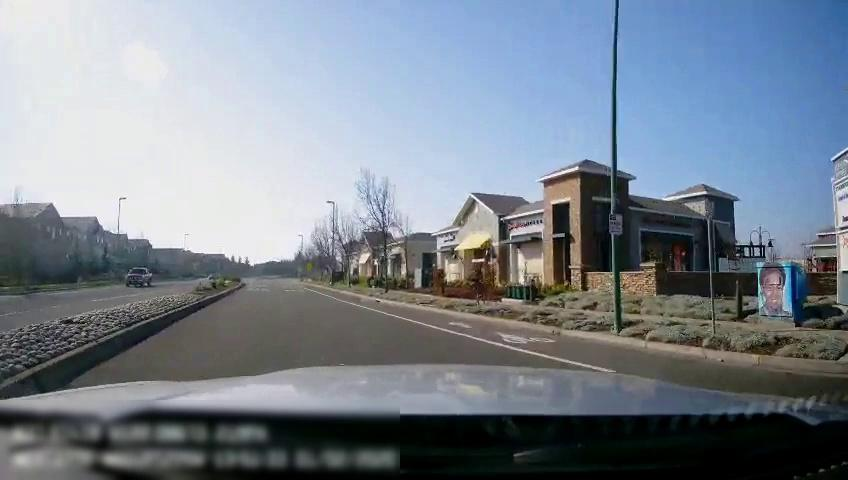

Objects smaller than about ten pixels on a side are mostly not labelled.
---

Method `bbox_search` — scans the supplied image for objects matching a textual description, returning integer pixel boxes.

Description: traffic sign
[609,213,622,234]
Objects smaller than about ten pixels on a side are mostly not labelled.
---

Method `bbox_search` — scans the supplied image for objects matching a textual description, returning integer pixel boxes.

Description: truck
[126,267,152,288]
